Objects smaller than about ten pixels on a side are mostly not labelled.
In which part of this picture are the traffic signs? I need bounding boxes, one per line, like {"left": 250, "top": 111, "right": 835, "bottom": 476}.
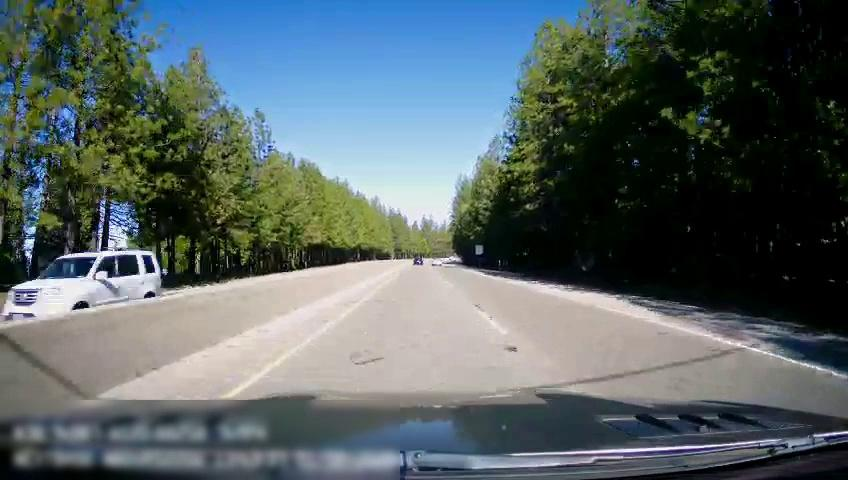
{"left": 475, "top": 244, "right": 484, "bottom": 255}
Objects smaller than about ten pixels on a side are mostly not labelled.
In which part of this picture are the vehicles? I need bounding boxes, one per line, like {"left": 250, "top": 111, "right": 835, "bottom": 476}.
{"left": 1, "top": 250, "right": 161, "bottom": 323}
{"left": 431, "top": 258, "right": 443, "bottom": 267}
{"left": 413, "top": 255, "right": 425, "bottom": 266}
